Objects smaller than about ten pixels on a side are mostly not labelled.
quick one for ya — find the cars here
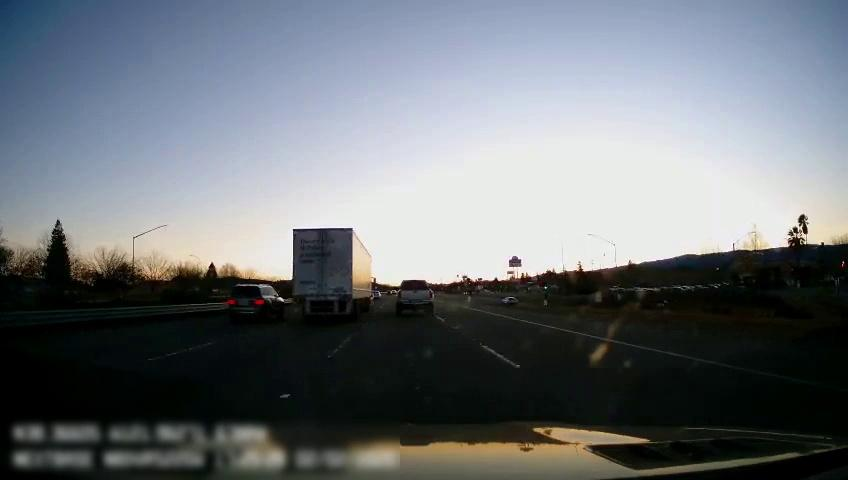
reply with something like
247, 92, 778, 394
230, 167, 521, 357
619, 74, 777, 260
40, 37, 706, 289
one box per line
373, 291, 382, 300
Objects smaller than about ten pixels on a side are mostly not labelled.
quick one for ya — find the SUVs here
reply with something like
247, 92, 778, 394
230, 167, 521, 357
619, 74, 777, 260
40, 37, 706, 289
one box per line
227, 284, 287, 325
502, 296, 518, 306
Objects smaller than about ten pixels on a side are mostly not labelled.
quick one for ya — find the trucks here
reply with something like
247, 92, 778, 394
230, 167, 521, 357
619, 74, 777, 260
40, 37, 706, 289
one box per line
395, 278, 434, 318
292, 227, 376, 324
